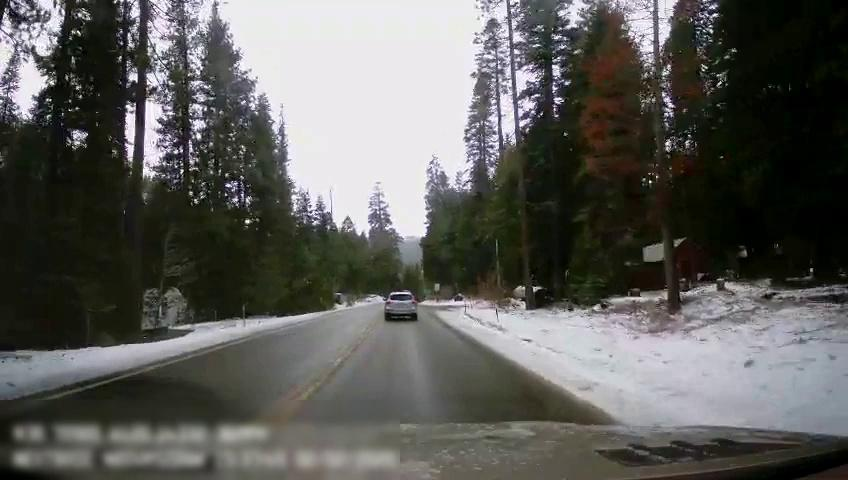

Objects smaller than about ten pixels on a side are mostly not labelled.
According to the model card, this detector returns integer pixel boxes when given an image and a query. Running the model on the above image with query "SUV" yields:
[382,291,418,321]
